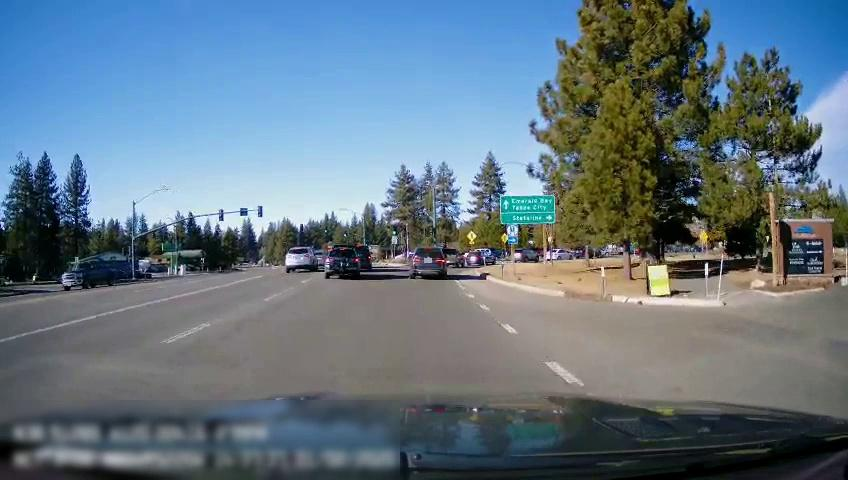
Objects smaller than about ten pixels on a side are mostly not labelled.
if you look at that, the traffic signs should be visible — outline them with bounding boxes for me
[500,194,556,224]
[507,224,519,245]
[466,231,477,240]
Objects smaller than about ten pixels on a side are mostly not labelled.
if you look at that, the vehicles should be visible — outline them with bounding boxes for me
[408,248,447,281]
[512,247,540,263]
[61,260,114,291]
[353,245,373,271]
[285,246,317,274]
[441,248,465,268]
[324,245,361,280]
[546,248,573,262]
[576,246,602,259]
[466,250,497,266]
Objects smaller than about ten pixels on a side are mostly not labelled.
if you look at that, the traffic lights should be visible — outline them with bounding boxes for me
[217,208,224,221]
[256,205,263,218]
